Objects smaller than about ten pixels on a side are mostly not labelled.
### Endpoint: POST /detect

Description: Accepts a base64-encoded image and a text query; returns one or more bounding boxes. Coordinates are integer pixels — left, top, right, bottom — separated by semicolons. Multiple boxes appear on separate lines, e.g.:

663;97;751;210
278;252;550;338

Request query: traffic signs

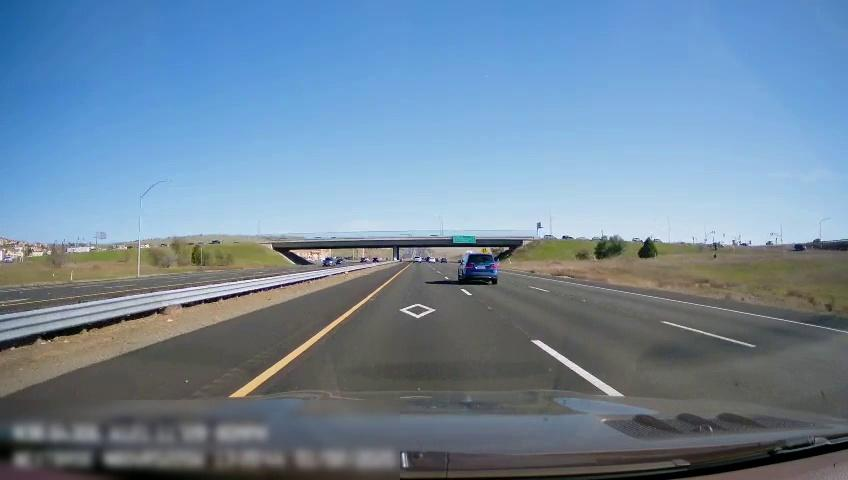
453;234;476;244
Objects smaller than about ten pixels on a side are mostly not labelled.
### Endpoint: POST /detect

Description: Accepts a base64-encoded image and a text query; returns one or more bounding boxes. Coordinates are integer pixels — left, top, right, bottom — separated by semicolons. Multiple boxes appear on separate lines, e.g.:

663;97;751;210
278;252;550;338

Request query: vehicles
562;235;574;240
457;252;498;285
543;235;557;240
321;257;336;268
